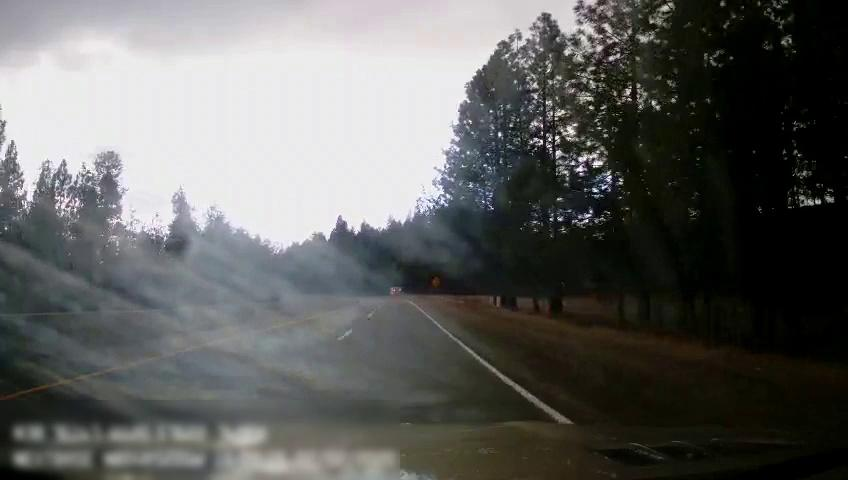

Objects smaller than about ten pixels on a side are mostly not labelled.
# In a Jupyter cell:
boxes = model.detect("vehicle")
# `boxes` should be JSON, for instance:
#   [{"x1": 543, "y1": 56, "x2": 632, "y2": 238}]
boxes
[{"x1": 388, "y1": 286, "x2": 402, "y2": 296}]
